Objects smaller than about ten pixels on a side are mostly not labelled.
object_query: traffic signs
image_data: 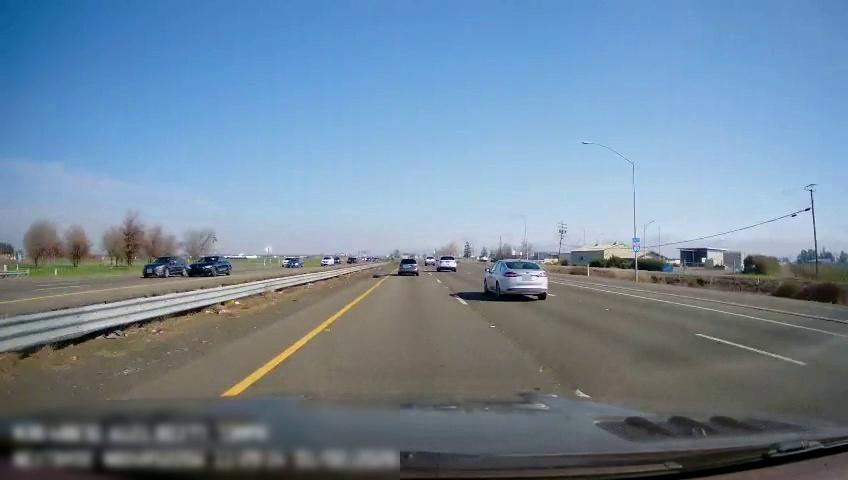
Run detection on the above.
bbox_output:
[633,237,640,253]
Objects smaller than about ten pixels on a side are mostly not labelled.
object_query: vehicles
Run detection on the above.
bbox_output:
[320,255,335,267]
[187,255,233,278]
[286,258,304,269]
[348,257,358,264]
[282,257,295,268]
[334,256,341,264]
[482,258,548,302]
[142,256,189,278]
[424,257,436,266]
[436,255,458,272]
[397,257,419,275]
